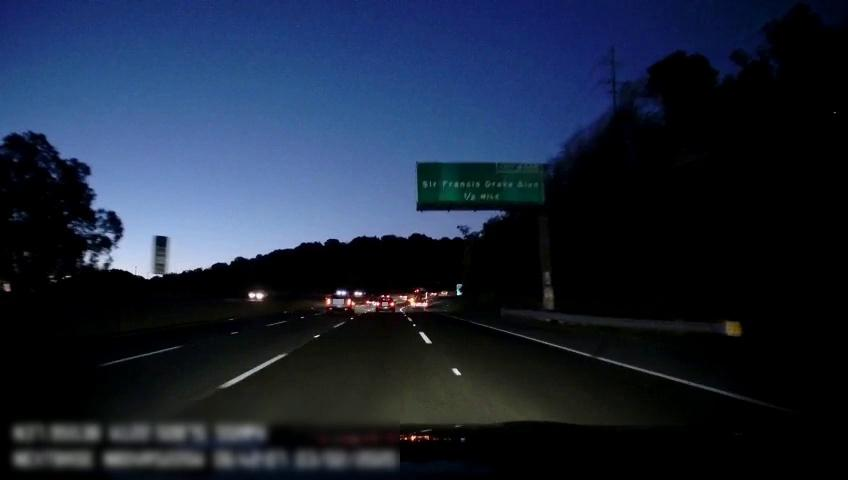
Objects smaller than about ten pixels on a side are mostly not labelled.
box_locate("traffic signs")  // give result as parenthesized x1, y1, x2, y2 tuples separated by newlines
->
(416, 161, 544, 208)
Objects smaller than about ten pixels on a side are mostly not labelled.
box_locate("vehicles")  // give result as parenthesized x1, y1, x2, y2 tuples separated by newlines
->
(375, 296, 395, 313)
(325, 290, 356, 314)
(249, 289, 271, 301)
(409, 294, 427, 311)
(365, 297, 378, 309)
